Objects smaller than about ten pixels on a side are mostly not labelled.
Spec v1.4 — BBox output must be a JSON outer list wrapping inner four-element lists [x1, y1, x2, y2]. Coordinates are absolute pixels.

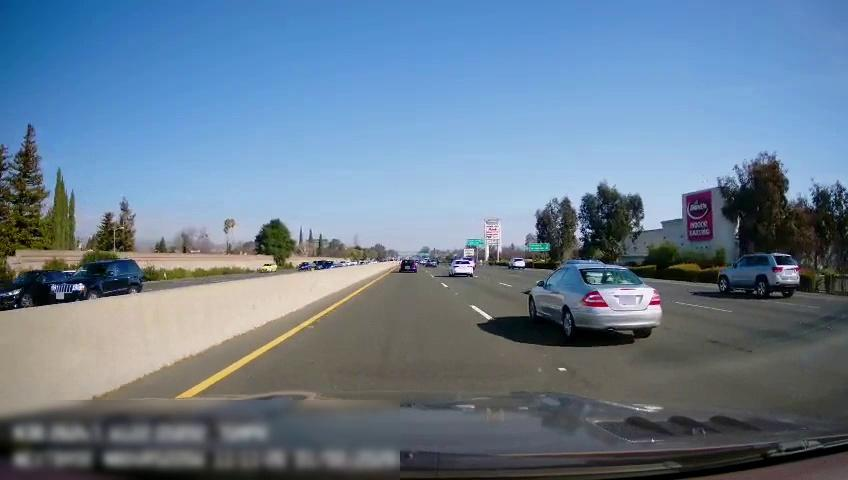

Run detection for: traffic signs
[[466, 238, 483, 247], [529, 242, 551, 252], [457, 248, 475, 258]]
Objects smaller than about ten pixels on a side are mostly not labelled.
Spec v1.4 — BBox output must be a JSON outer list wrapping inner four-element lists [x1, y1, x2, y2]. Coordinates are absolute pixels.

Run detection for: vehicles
[[425, 260, 437, 268], [509, 257, 525, 270], [527, 264, 663, 338], [257, 263, 278, 274], [0, 269, 77, 312], [400, 257, 417, 272], [311, 263, 324, 270], [47, 259, 143, 304], [449, 259, 473, 278], [462, 258, 475, 270], [718, 253, 801, 298], [296, 261, 310, 271], [564, 260, 604, 264]]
